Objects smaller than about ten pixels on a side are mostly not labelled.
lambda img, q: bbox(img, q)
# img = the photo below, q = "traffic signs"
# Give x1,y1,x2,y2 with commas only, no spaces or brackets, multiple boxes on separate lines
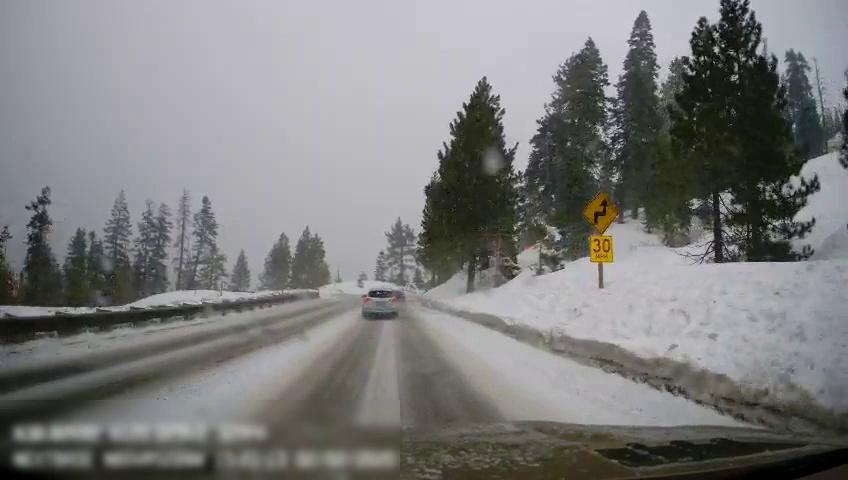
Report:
580,191,618,235
589,236,613,263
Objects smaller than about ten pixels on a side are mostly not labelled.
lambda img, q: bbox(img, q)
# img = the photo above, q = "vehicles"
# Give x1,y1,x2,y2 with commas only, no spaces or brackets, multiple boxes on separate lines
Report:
360,288,400,321
393,290,408,301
